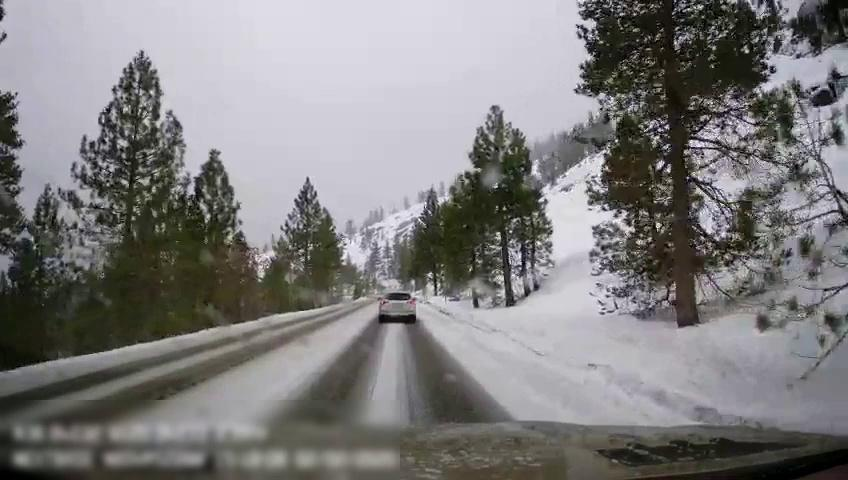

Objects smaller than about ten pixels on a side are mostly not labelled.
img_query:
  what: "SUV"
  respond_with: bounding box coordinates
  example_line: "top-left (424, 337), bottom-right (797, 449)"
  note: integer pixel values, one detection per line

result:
top-left (376, 292), bottom-right (418, 323)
